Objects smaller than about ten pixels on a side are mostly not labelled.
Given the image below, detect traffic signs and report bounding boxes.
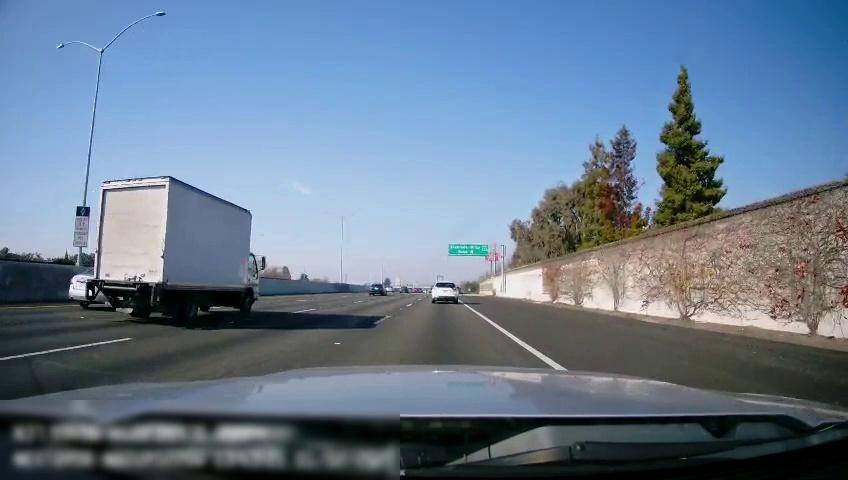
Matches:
[448,242,489,257]
[72,205,91,247]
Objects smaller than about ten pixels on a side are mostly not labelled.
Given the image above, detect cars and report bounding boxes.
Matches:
[368,283,387,296]
[69,266,111,309]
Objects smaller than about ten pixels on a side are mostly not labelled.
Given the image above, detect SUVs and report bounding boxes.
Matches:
[431,281,459,304]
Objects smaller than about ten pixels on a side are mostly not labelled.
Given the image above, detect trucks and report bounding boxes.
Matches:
[85,176,267,323]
